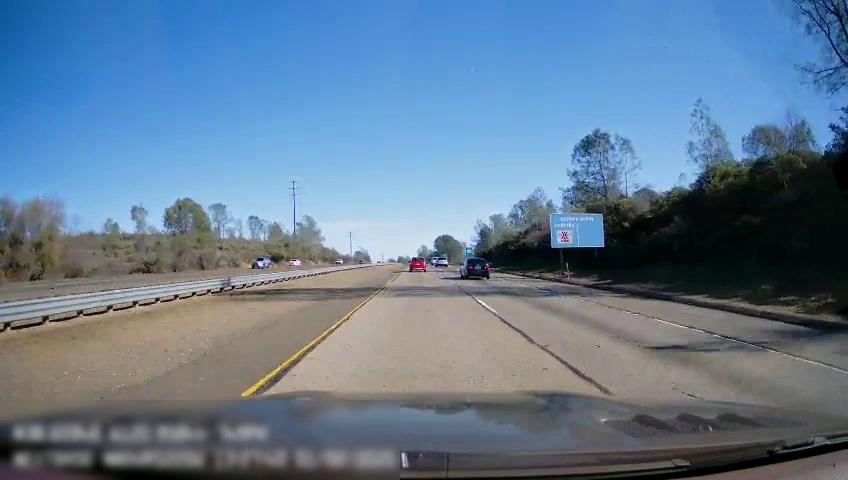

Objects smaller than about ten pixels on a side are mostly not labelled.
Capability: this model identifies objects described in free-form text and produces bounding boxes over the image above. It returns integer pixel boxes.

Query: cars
[288,258,301,266]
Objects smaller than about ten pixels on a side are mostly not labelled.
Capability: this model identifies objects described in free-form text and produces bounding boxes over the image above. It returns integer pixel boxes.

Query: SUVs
[251,256,270,269]
[408,256,428,274]
[459,256,492,280]
[435,256,450,268]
